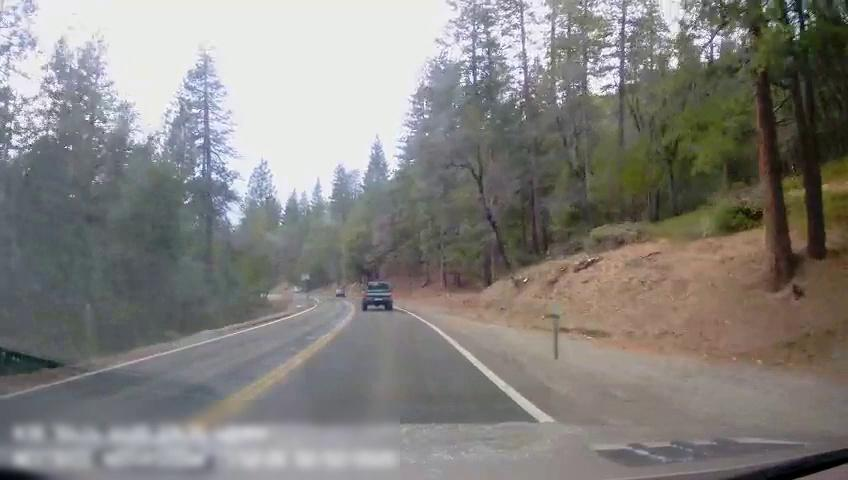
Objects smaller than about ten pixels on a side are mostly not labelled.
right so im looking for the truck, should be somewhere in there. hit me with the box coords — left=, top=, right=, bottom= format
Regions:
left=362, top=281, right=394, bottom=312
